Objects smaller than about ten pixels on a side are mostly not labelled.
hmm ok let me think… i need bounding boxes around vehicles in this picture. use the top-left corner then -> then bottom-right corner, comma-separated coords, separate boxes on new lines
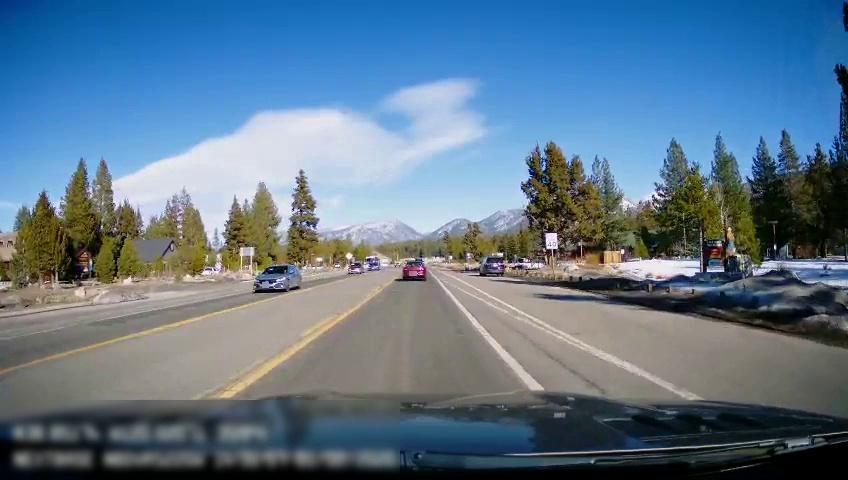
368,264 -> 380,271
401,260 -> 427,282
366,256 -> 380,269
200,266 -> 221,276
253,263 -> 304,293
479,256 -> 505,277
347,263 -> 367,274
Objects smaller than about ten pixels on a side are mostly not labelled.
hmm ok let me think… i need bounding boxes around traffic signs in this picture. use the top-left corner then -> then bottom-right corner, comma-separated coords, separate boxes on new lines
545,233 -> 558,250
